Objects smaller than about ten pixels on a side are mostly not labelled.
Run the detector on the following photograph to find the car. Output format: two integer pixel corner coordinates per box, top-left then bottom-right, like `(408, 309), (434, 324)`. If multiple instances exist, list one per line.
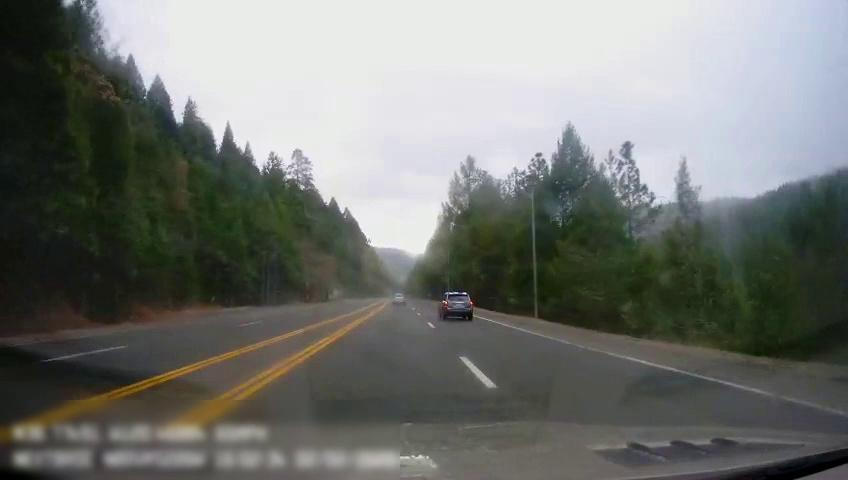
(391, 292), (406, 306)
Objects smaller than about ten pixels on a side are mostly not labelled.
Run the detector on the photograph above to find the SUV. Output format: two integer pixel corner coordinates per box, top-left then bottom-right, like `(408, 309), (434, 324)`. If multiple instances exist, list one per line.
(438, 292), (473, 322)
